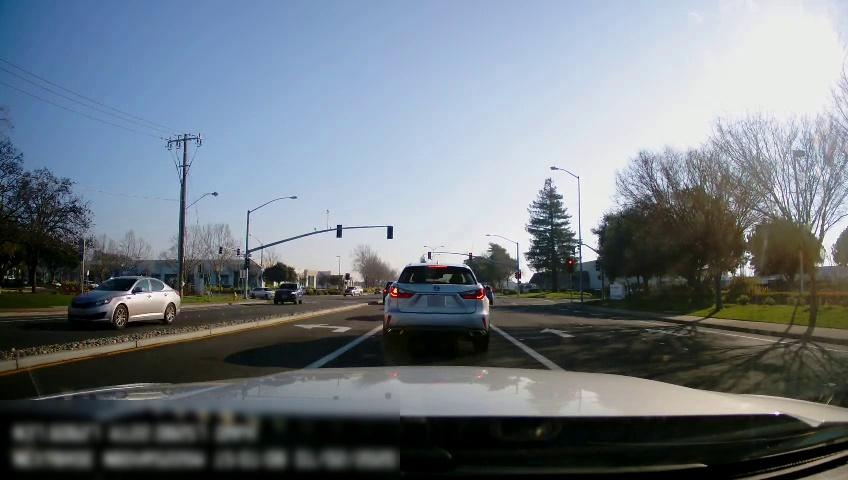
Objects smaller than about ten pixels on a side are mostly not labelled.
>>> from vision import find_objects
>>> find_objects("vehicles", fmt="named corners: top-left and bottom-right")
top-left (382, 280), bottom-right (396, 305)
top-left (248, 287), bottom-right (274, 300)
top-left (342, 285), bottom-right (363, 297)
top-left (481, 284), bottom-right (495, 305)
top-left (384, 264), bottom-right (490, 351)
top-left (67, 276), bottom-right (181, 331)
top-left (273, 281), bottom-right (304, 305)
